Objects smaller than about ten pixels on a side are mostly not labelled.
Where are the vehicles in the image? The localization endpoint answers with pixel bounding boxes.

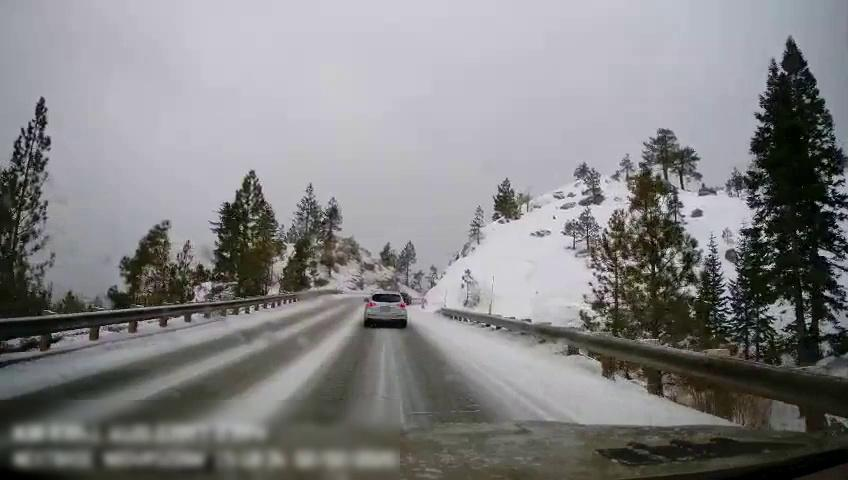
[398,292,412,305]
[363,293,408,328]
